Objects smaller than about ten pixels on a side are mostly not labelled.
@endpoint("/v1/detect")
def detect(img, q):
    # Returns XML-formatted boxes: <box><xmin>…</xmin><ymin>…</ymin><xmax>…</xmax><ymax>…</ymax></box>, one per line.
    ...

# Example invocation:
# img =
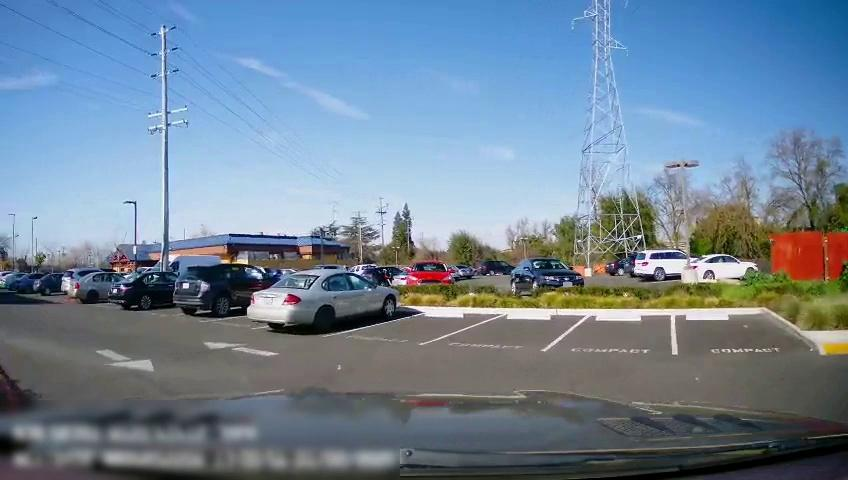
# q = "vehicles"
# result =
<box><xmin>317</xmin><ymin>265</ymin><xmax>345</xmax><ymax>271</ymax></box>
<box><xmin>247</xmin><ymin>270</ymin><xmax>400</xmax><ymax>333</ymax></box>
<box><xmin>606</xmin><ymin>258</ymin><xmax>628</xmax><ymax>276</ymax></box>
<box><xmin>257</xmin><ymin>267</ymin><xmax>272</xmax><ymax>278</ymax></box>
<box><xmin>447</xmin><ymin>265</ymin><xmax>460</xmax><ymax>282</ymax></box>
<box><xmin>111</xmin><ymin>272</ymin><xmax>179</xmax><ymax>310</ymax></box>
<box><xmin>173</xmin><ymin>263</ymin><xmax>280</xmax><ymax>318</ymax></box>
<box><xmin>392</xmin><ymin>271</ymin><xmax>410</xmax><ymax>288</ymax></box>
<box><xmin>148</xmin><ymin>255</ymin><xmax>216</xmax><ymax>277</ymax></box>
<box><xmin>633</xmin><ymin>250</ymin><xmax>700</xmax><ymax>281</ymax></box>
<box><xmin>61</xmin><ymin>269</ymin><xmax>106</xmax><ymax>292</ymax></box>
<box><xmin>348</xmin><ymin>264</ymin><xmax>375</xmax><ymax>274</ymax></box>
<box><xmin>362</xmin><ymin>266</ymin><xmax>405</xmax><ymax>288</ymax></box>
<box><xmin>480</xmin><ymin>260</ymin><xmax>517</xmax><ymax>276</ymax></box>
<box><xmin>456</xmin><ymin>265</ymin><xmax>473</xmax><ymax>279</ymax></box>
<box><xmin>0</xmin><ymin>272</ymin><xmax>31</xmax><ymax>289</ymax></box>
<box><xmin>13</xmin><ymin>272</ymin><xmax>49</xmax><ymax>294</ymax></box>
<box><xmin>685</xmin><ymin>254</ymin><xmax>758</xmax><ymax>281</ymax></box>
<box><xmin>32</xmin><ymin>272</ymin><xmax>65</xmax><ymax>297</ymax></box>
<box><xmin>623</xmin><ymin>253</ymin><xmax>640</xmax><ymax>277</ymax></box>
<box><xmin>125</xmin><ymin>267</ymin><xmax>154</xmax><ymax>278</ymax></box>
<box><xmin>70</xmin><ymin>272</ymin><xmax>131</xmax><ymax>304</ymax></box>
<box><xmin>406</xmin><ymin>262</ymin><xmax>455</xmax><ymax>288</ymax></box>
<box><xmin>271</xmin><ymin>270</ymin><xmax>299</xmax><ymax>281</ymax></box>
<box><xmin>511</xmin><ymin>257</ymin><xmax>585</xmax><ymax>297</ymax></box>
